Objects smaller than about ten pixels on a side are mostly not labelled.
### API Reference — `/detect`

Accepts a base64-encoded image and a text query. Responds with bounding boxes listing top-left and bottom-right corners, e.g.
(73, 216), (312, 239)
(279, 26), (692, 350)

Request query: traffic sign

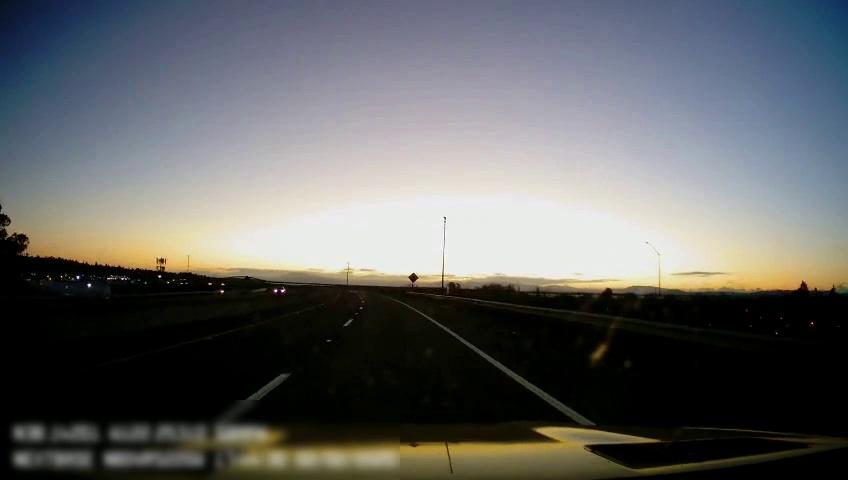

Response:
(407, 272), (419, 283)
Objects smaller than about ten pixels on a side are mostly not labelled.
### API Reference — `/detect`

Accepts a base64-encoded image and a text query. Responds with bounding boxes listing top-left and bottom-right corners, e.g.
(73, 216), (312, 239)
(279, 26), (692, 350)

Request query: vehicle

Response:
(273, 285), (287, 294)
